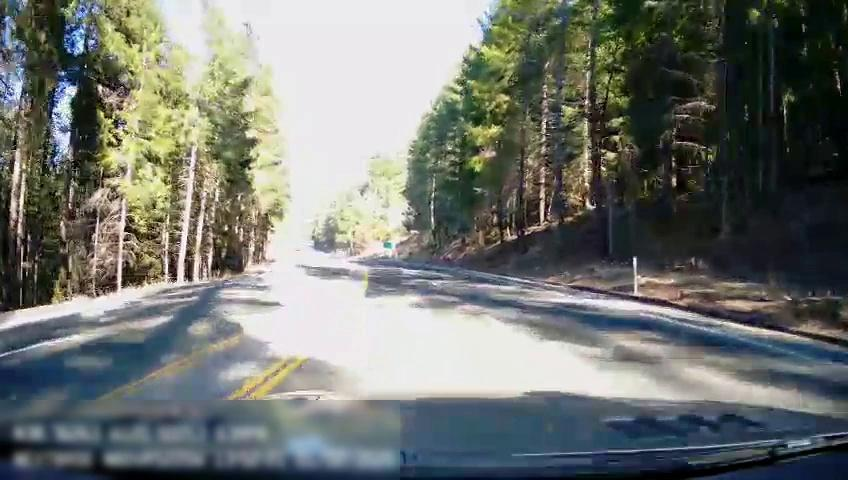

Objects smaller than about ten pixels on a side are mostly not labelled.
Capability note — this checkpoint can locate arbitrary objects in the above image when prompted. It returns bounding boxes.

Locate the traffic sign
[382,238,400,249]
